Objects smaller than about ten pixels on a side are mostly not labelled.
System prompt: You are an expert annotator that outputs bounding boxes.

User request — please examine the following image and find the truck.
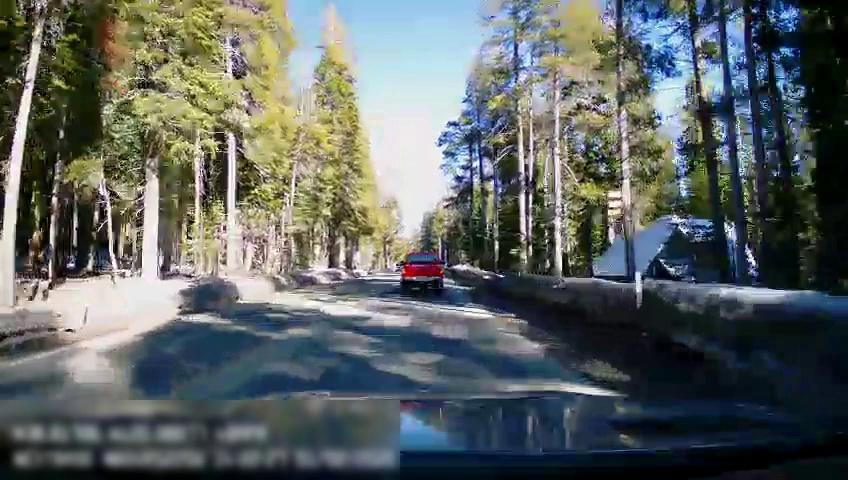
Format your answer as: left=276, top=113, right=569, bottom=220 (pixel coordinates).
left=399, top=251, right=445, bottom=294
